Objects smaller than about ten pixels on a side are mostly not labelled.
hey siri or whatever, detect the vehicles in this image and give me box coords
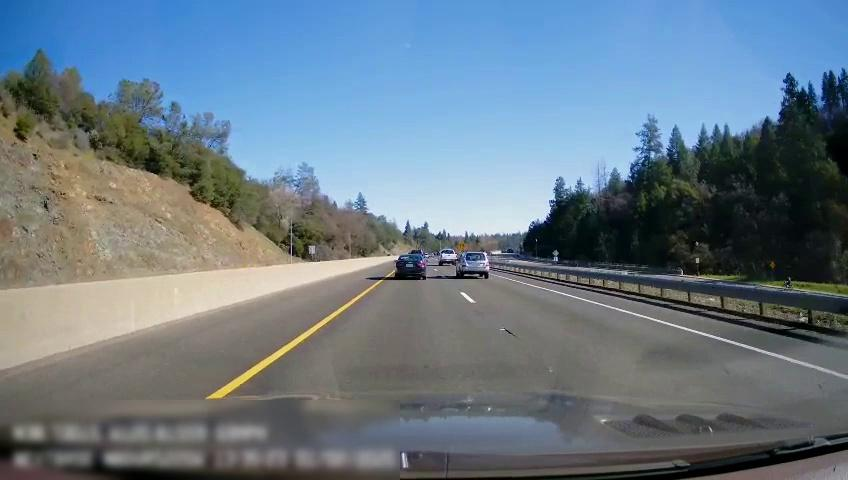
[393,252,429,281]
[455,251,490,279]
[438,248,457,266]
[411,249,425,256]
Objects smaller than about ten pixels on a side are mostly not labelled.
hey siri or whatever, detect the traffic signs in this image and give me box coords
[459,239,465,251]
